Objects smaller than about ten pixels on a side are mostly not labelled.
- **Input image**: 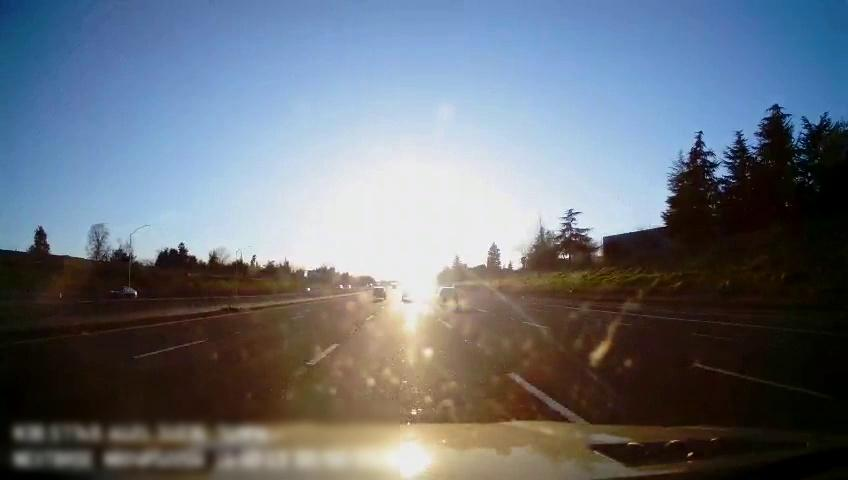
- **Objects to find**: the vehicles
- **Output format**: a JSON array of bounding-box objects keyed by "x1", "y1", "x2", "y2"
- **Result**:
[
  {"x1": 104, "y1": 285, "x2": 138, "y2": 301},
  {"x1": 371, "y1": 286, "x2": 387, "y2": 300},
  {"x1": 437, "y1": 286, "x2": 459, "y2": 305},
  {"x1": 401, "y1": 288, "x2": 411, "y2": 302}
]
